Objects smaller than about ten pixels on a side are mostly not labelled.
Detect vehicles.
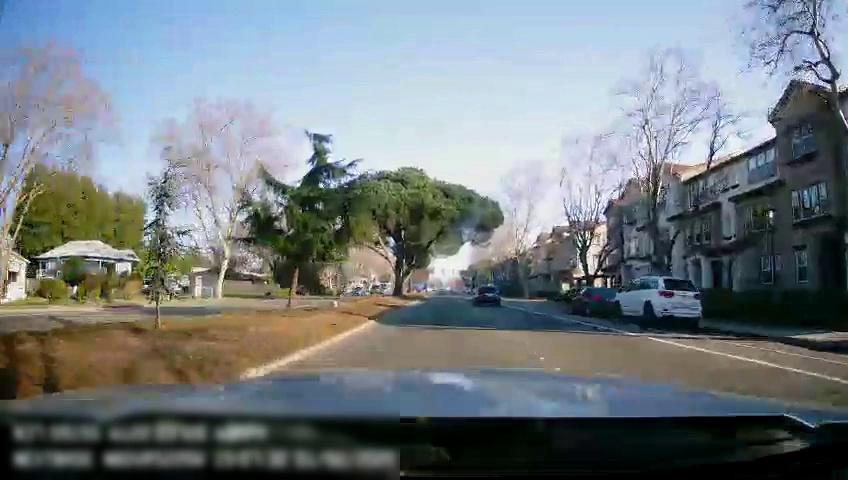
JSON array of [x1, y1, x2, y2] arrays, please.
[[610, 275, 703, 326], [568, 286, 617, 318], [369, 284, 381, 295], [474, 284, 501, 305], [351, 286, 366, 297]]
